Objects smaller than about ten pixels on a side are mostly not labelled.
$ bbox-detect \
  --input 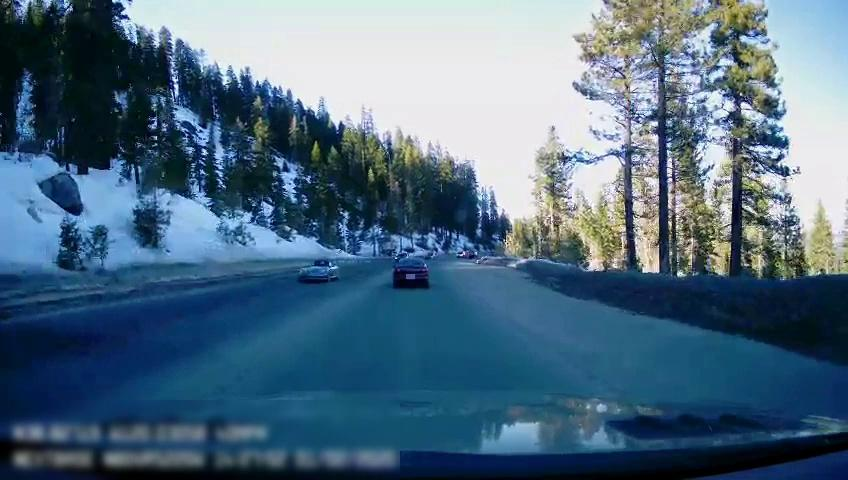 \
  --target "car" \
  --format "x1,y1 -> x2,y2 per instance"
392,258 -> 432,290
